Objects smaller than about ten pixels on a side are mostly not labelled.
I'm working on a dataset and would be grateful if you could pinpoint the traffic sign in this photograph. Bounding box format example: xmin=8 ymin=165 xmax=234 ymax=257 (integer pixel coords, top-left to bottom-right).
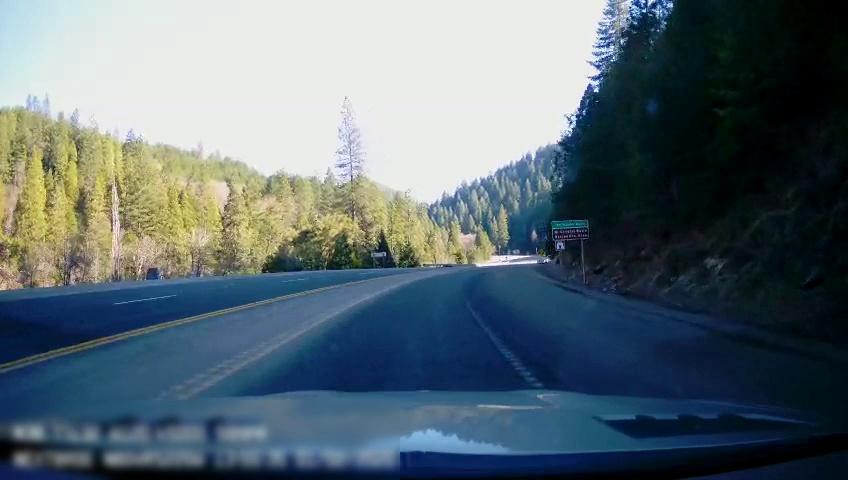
xmin=550 ymin=217 xmax=591 ymax=240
